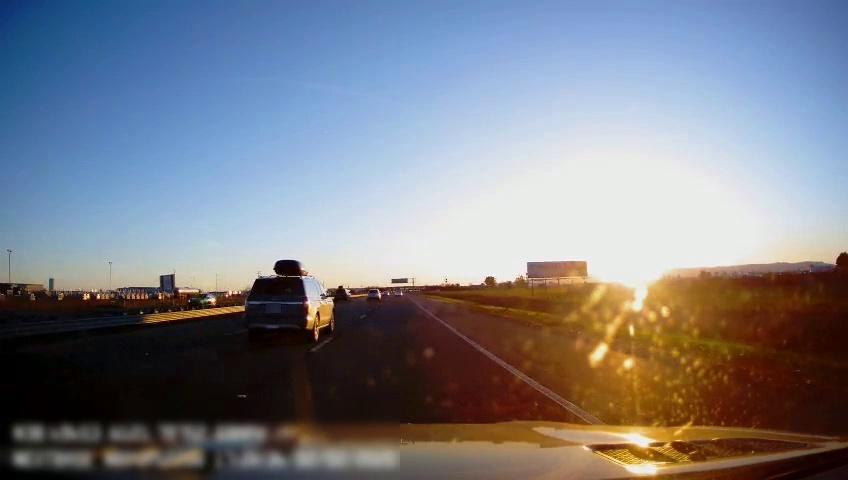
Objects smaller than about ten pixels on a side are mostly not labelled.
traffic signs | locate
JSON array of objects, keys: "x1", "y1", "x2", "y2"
[{"x1": 391, "y1": 278, "x2": 408, "y2": 284}]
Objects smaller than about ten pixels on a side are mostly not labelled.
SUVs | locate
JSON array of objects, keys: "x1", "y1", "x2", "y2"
[
  {"x1": 367, "y1": 288, "x2": 381, "y2": 300},
  {"x1": 333, "y1": 285, "x2": 352, "y2": 304},
  {"x1": 244, "y1": 259, "x2": 336, "y2": 344},
  {"x1": 187, "y1": 293, "x2": 217, "y2": 310}
]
